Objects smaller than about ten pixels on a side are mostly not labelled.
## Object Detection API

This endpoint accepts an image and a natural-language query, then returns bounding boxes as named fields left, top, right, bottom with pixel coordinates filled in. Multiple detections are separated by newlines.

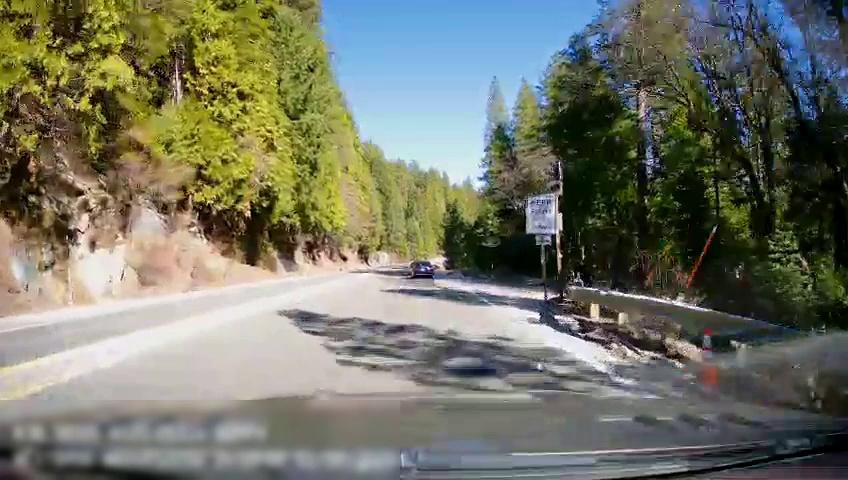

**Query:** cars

left=412, top=261, right=434, bottom=279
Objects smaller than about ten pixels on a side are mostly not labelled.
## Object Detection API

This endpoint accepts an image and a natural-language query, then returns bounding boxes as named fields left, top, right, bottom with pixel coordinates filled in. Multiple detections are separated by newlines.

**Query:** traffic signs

left=526, top=192, right=557, bottom=234
left=536, top=234, right=552, bottom=245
